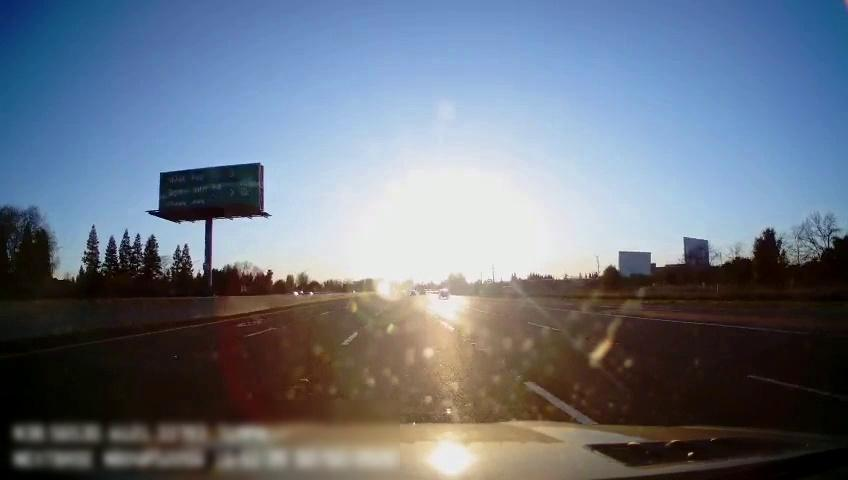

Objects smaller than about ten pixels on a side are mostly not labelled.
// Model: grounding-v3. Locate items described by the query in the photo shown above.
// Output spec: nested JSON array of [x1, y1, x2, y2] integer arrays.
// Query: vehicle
[[438, 289, 449, 300]]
